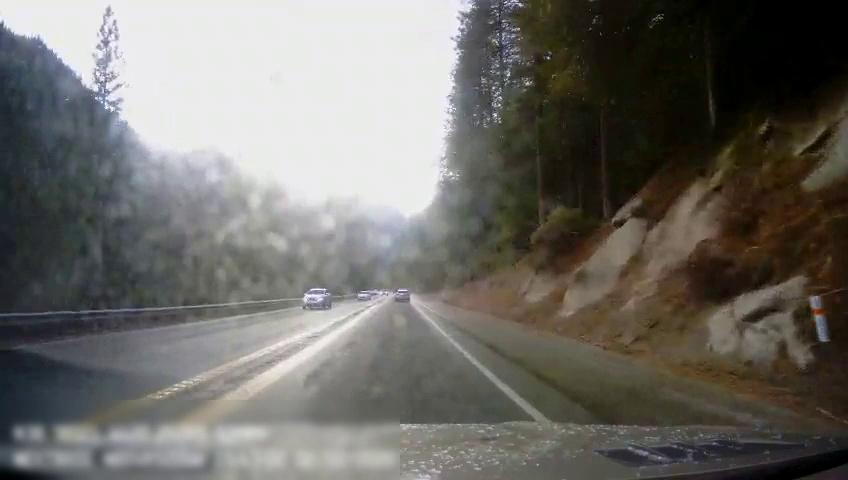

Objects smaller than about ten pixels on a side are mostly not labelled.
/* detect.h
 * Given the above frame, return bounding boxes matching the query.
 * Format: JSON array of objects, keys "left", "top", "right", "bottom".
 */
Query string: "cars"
[
  {"left": 395, "top": 288, "right": 410, "bottom": 303},
  {"left": 302, "top": 287, "right": 332, "bottom": 310},
  {"left": 357, "top": 291, "right": 371, "bottom": 301}
]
